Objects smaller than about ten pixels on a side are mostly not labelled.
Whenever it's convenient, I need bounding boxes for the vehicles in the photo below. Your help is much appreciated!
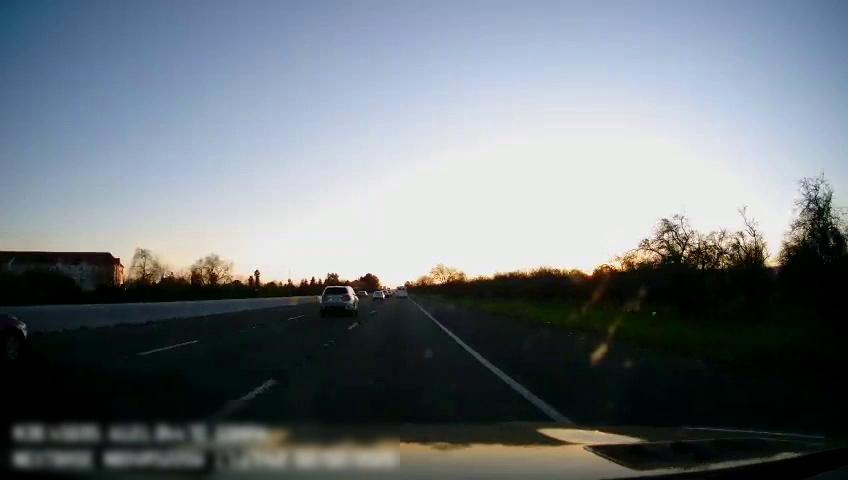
[0,312,30,364]
[396,286,408,298]
[372,290,386,301]
[356,290,368,299]
[317,284,360,321]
